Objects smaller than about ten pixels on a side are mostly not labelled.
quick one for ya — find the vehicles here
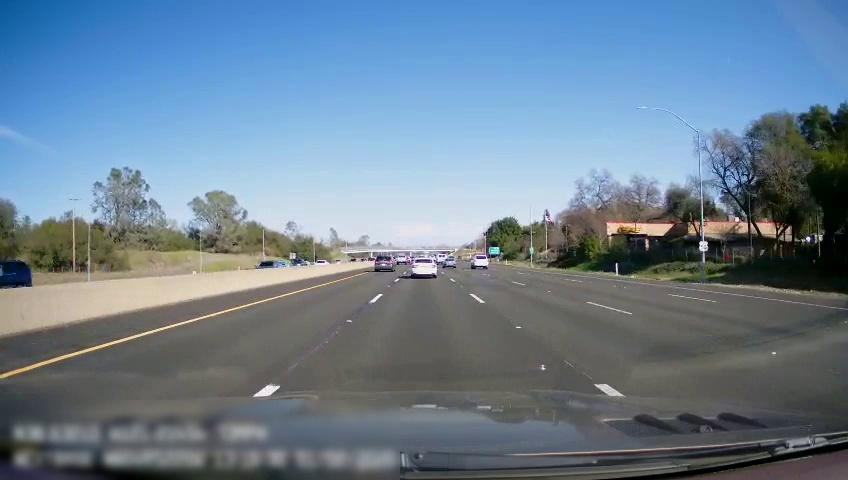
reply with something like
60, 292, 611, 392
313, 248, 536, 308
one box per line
471, 255, 489, 270
435, 253, 448, 266
396, 254, 407, 265
442, 256, 456, 269
411, 258, 437, 278
374, 254, 397, 273
0, 258, 33, 289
